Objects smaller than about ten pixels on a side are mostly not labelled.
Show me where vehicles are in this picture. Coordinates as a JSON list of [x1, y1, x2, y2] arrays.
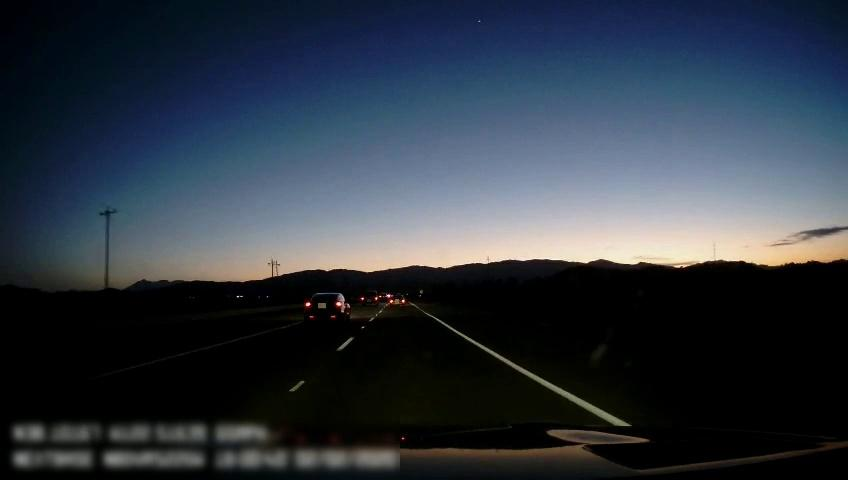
[[304, 293, 350, 323], [362, 293, 378, 305], [390, 294, 406, 306]]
